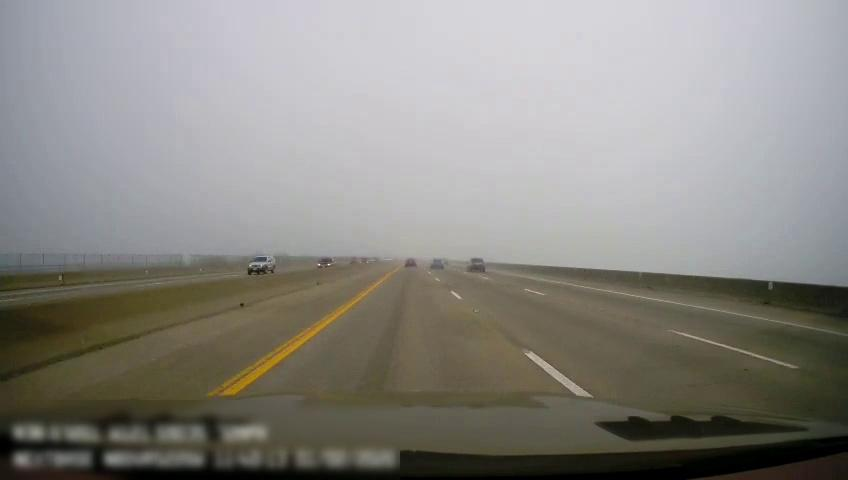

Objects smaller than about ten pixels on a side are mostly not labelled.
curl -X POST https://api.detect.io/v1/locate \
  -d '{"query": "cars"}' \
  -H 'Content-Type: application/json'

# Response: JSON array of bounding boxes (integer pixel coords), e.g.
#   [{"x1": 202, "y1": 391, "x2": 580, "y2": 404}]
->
[
  {"x1": 316, "y1": 257, "x2": 337, "y2": 269},
  {"x1": 246, "y1": 255, "x2": 277, "y2": 276},
  {"x1": 466, "y1": 257, "x2": 486, "y2": 273},
  {"x1": 428, "y1": 258, "x2": 445, "y2": 271},
  {"x1": 404, "y1": 257, "x2": 417, "y2": 268}
]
